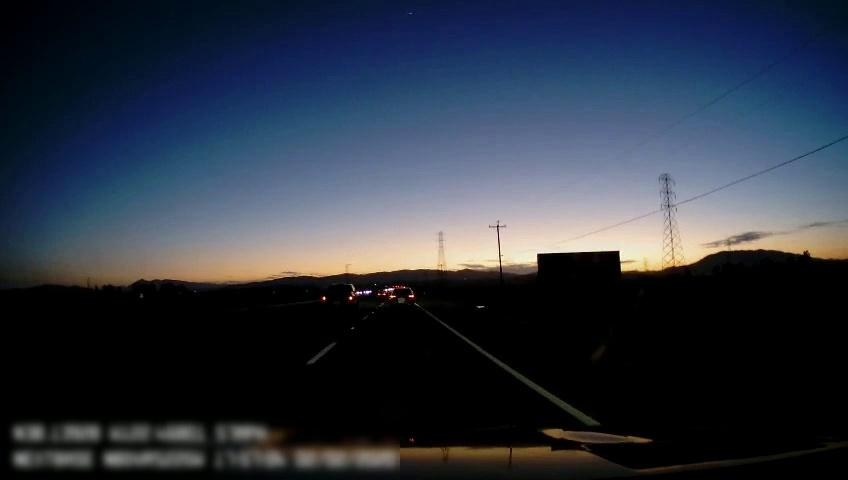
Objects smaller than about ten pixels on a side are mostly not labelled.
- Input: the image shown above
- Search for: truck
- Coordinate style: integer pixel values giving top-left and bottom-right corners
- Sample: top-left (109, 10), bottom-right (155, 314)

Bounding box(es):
top-left (320, 283), bottom-right (359, 313)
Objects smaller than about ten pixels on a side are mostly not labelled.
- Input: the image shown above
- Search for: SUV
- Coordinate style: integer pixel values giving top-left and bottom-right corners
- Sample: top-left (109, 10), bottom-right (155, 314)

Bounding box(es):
top-left (390, 287), bottom-right (415, 311)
